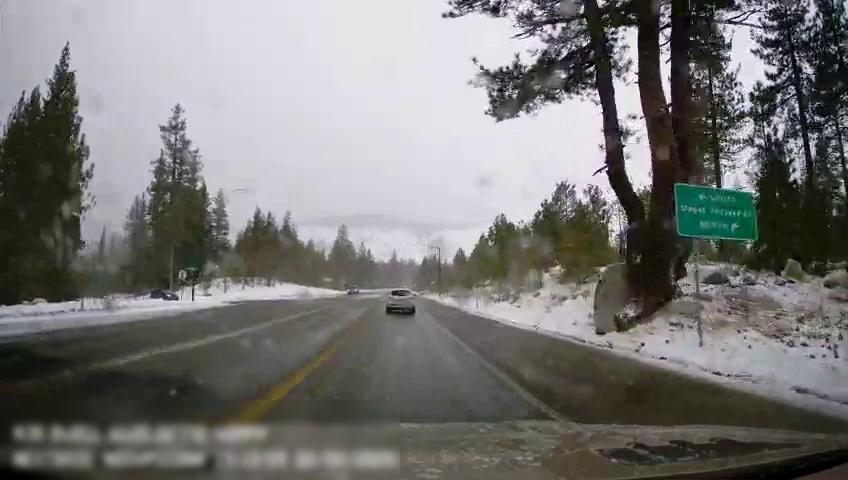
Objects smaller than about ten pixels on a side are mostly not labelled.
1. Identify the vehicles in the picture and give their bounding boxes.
[150,287,179,301]
[385,288,416,314]
[346,286,360,295]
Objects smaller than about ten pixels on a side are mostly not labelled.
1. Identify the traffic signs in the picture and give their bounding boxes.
[672,180,760,243]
